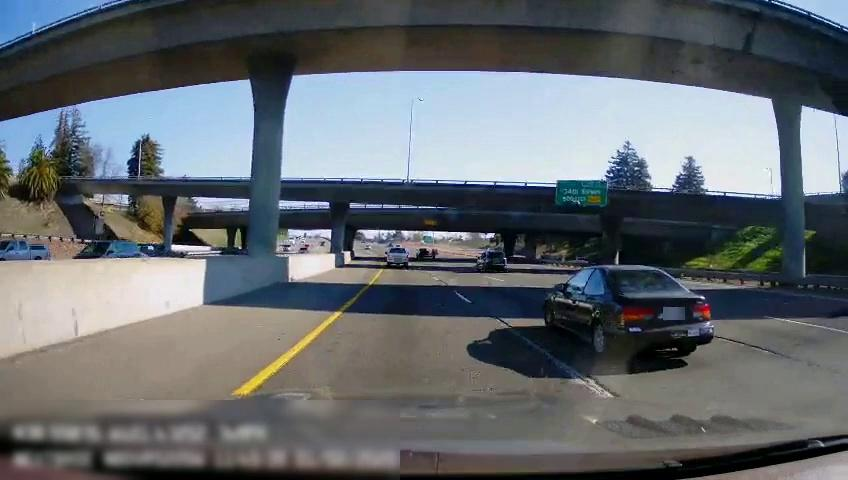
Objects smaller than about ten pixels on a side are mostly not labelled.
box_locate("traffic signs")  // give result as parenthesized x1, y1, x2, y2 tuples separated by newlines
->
(95, 217, 104, 235)
(554, 179, 609, 207)
(423, 218, 438, 226)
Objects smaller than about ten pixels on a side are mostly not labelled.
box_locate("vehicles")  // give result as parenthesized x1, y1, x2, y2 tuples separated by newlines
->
(71, 238, 147, 260)
(542, 264, 717, 358)
(419, 250, 436, 262)
(0, 239, 51, 262)
(475, 253, 506, 274)
(384, 246, 410, 267)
